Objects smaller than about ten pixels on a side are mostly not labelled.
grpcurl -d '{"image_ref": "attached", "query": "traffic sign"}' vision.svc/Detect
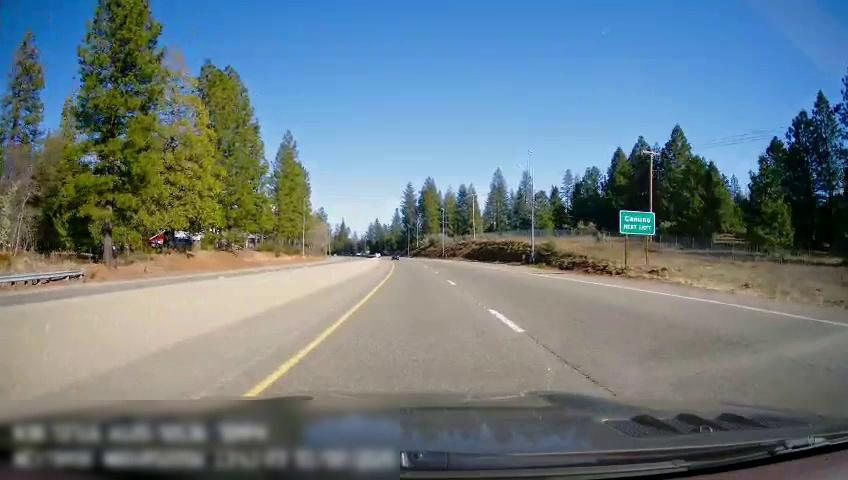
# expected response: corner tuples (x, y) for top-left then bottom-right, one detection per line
(618, 208), (657, 237)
